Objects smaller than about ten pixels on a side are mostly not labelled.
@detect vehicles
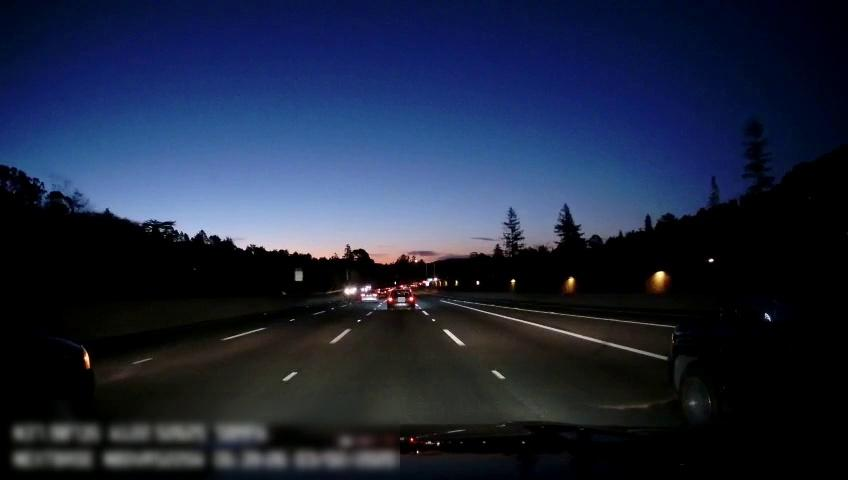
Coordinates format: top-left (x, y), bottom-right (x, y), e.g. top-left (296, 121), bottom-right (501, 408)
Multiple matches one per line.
top-left (267, 290), bottom-right (287, 298)
top-left (377, 288), bottom-right (388, 297)
top-left (0, 322), bottom-right (95, 438)
top-left (667, 257), bottom-right (848, 433)
top-left (387, 289), bottom-right (415, 312)
top-left (361, 289), bottom-right (379, 303)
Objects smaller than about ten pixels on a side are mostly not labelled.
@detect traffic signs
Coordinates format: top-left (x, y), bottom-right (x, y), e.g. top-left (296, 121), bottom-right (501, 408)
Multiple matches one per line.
top-left (294, 264), bottom-right (304, 282)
